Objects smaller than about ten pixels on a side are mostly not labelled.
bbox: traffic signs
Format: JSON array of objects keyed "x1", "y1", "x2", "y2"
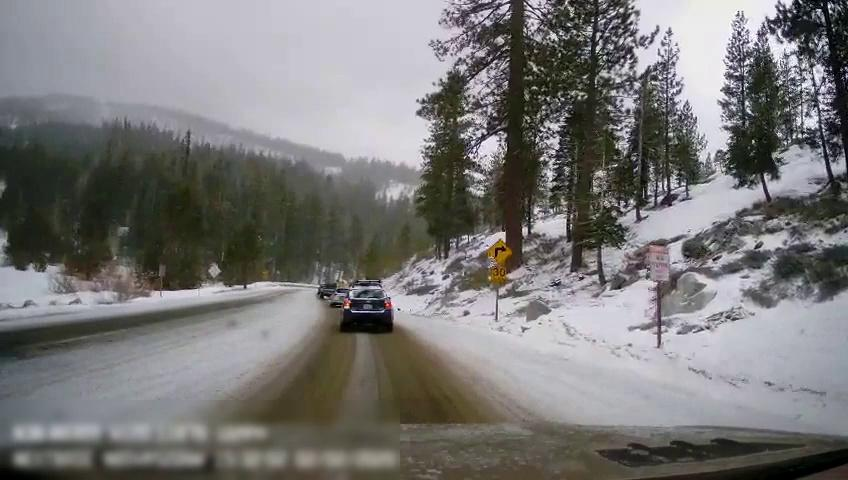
[
  {"x1": 486, "y1": 238, "x2": 513, "y2": 265},
  {"x1": 647, "y1": 245, "x2": 671, "y2": 282},
  {"x1": 491, "y1": 267, "x2": 507, "y2": 284},
  {"x1": 207, "y1": 262, "x2": 223, "y2": 279}
]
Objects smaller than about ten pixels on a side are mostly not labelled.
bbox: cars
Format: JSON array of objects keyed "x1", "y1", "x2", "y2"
[
  {"x1": 339, "y1": 279, "x2": 394, "y2": 333},
  {"x1": 329, "y1": 286, "x2": 356, "y2": 308}
]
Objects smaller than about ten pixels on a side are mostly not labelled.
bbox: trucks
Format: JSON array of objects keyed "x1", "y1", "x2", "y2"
[{"x1": 318, "y1": 282, "x2": 337, "y2": 300}]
